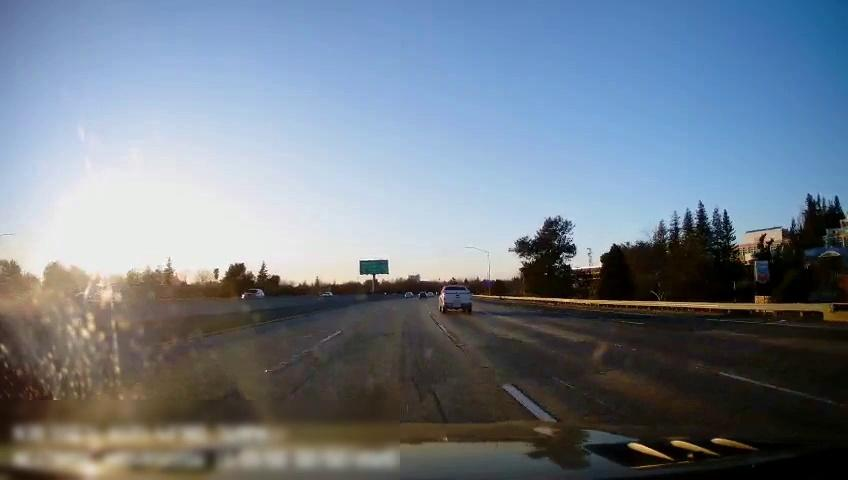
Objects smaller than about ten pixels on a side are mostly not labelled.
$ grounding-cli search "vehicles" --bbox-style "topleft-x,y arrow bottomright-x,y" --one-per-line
241,288 -> 265,300
417,291 -> 429,300
320,291 -> 334,298
437,285 -> 474,314
404,291 -> 414,299
73,284 -> 122,304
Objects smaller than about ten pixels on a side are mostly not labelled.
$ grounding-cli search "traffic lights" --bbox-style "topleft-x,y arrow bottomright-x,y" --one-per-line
214,268 -> 219,279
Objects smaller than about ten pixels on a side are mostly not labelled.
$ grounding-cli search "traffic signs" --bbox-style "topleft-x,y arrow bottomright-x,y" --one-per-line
358,260 -> 389,275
